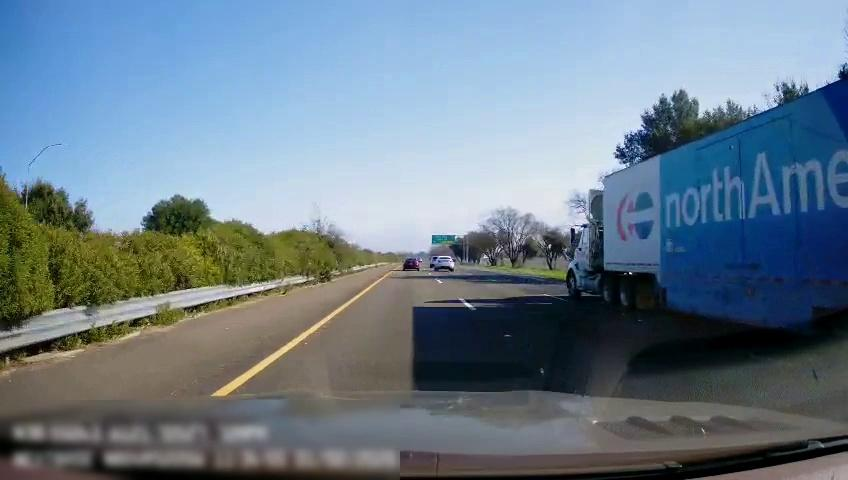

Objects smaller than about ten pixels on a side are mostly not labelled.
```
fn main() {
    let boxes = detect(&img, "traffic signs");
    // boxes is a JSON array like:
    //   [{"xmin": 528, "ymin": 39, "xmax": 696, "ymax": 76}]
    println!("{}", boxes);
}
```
[{"xmin": 431, "ymin": 235, "xmax": 455, "ymax": 245}]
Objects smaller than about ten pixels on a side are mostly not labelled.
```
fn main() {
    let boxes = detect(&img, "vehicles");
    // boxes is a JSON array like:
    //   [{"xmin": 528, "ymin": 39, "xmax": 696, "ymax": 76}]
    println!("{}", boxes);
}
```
[
  {"xmin": 434, "ymin": 256, "xmax": 454, "ymax": 272},
  {"xmin": 565, "ymin": 76, "xmax": 848, "ymax": 354},
  {"xmin": 429, "ymin": 256, "xmax": 437, "ymax": 268},
  {"xmin": 402, "ymin": 255, "xmax": 420, "ymax": 272}
]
